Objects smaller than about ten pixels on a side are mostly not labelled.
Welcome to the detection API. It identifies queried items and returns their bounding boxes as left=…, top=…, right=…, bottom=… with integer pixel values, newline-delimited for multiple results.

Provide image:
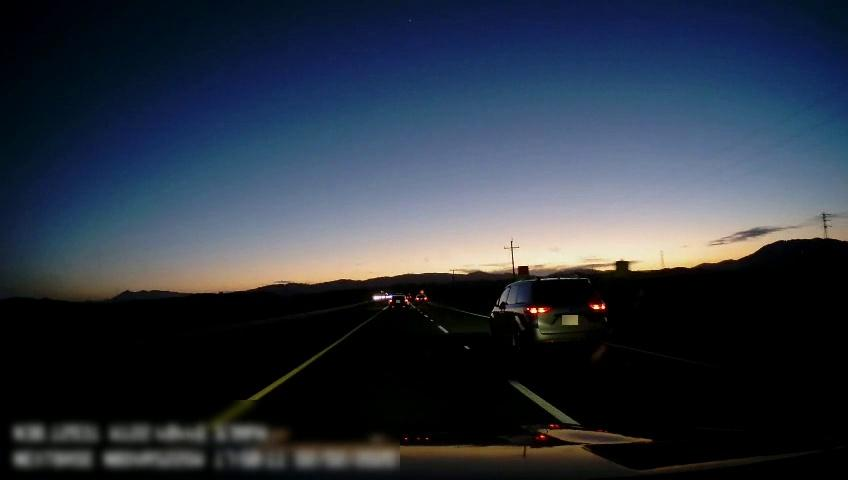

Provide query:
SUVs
left=414, top=294, right=428, bottom=305
left=488, top=278, right=608, bottom=353
left=388, top=294, right=409, bottom=310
